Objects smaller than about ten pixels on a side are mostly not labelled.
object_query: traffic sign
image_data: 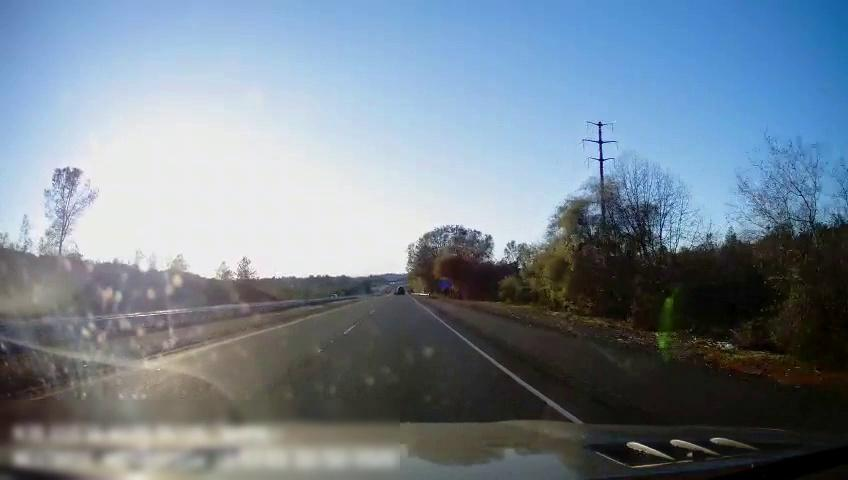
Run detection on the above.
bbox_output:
[439,280,450,289]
